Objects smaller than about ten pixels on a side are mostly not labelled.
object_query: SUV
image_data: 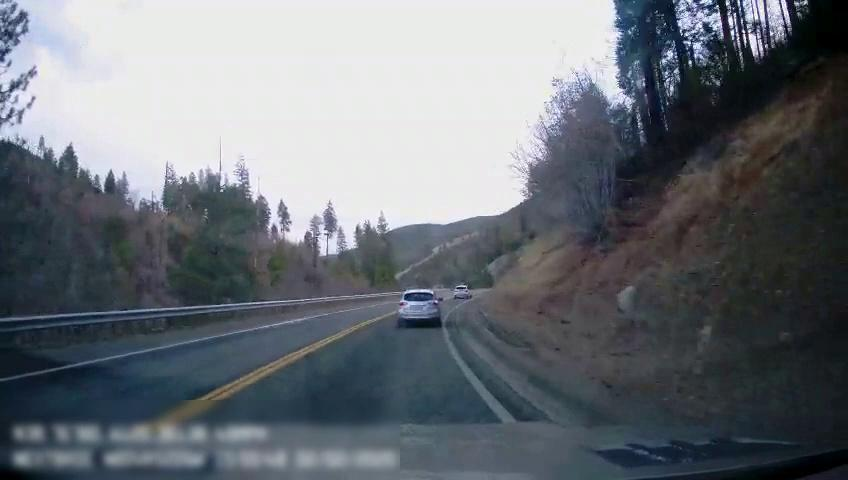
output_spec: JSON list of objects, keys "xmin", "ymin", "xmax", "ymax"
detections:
[{"xmin": 397, "ymin": 289, "xmax": 441, "ymax": 329}]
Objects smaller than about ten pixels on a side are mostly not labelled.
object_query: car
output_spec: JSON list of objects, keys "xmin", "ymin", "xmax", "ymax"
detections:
[{"xmin": 453, "ymin": 285, "xmax": 472, "ymax": 299}]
